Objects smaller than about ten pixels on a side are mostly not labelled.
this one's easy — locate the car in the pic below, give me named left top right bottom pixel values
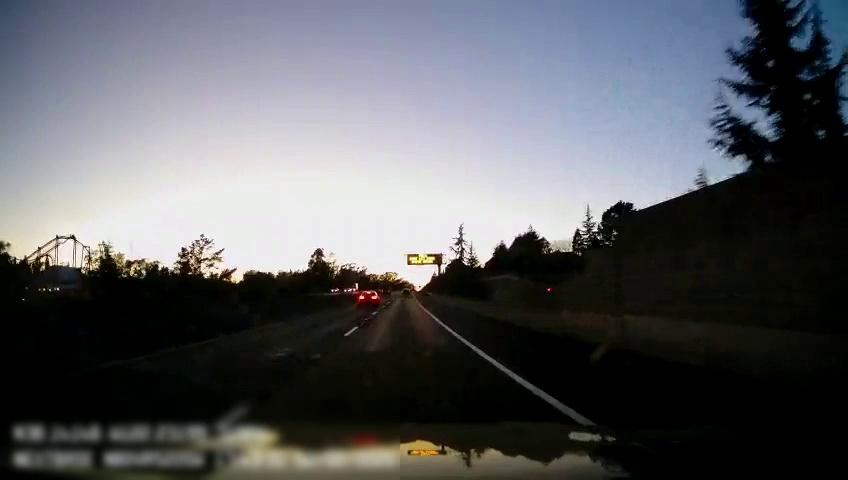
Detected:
left=357, top=290, right=381, bottom=307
